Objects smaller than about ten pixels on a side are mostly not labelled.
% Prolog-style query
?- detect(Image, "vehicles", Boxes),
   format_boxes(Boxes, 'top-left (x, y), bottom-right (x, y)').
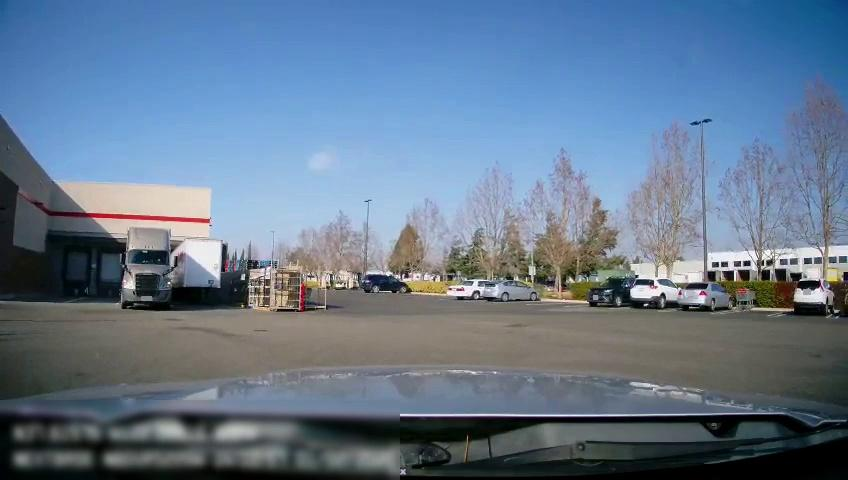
top-left (677, 281), bottom-right (734, 312)
top-left (587, 276), bottom-right (635, 307)
top-left (629, 277), bottom-right (681, 310)
top-left (452, 279), bottom-right (489, 301)
top-left (172, 239), bottom-right (224, 291)
top-left (792, 277), bottom-right (836, 316)
top-left (480, 278), bottom-right (540, 302)
top-left (839, 283), bottom-right (848, 317)
top-left (118, 223), bottom-right (179, 311)
top-left (359, 273), bottom-right (409, 295)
